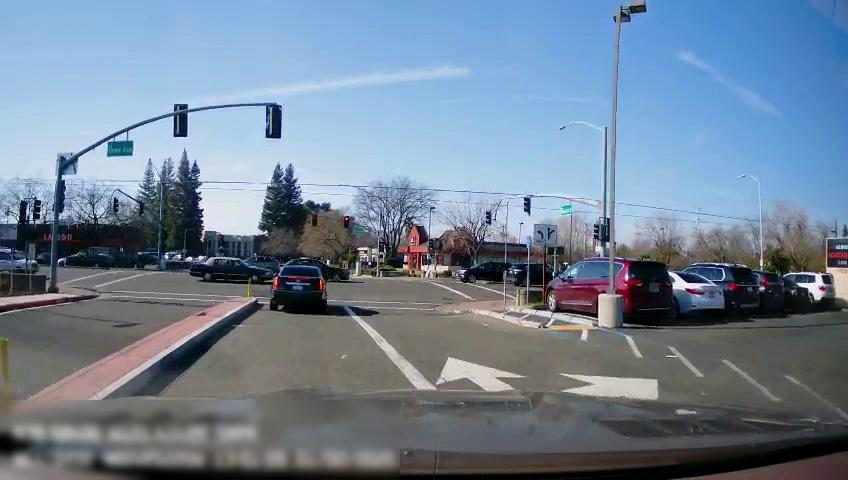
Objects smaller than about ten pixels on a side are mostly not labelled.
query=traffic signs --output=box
[107,141,133,157]
[560,204,574,216]
[533,223,557,241]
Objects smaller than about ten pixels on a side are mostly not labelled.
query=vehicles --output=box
[65,249,113,267]
[244,256,280,273]
[752,271,785,313]
[679,263,760,312]
[457,262,513,283]
[544,257,674,322]
[509,263,556,287]
[778,278,808,311]
[190,256,274,284]
[270,265,327,311]
[0,249,39,273]
[285,258,349,283]
[781,272,836,309]
[666,271,724,320]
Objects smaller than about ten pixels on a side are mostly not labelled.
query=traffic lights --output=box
[523,196,531,216]
[173,103,188,137]
[53,179,67,212]
[343,215,349,228]
[485,211,492,225]
[603,218,611,242]
[113,197,119,213]
[265,104,282,139]
[33,199,41,220]
[312,213,318,226]
[593,223,600,239]
[19,200,27,223]
[139,202,145,216]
